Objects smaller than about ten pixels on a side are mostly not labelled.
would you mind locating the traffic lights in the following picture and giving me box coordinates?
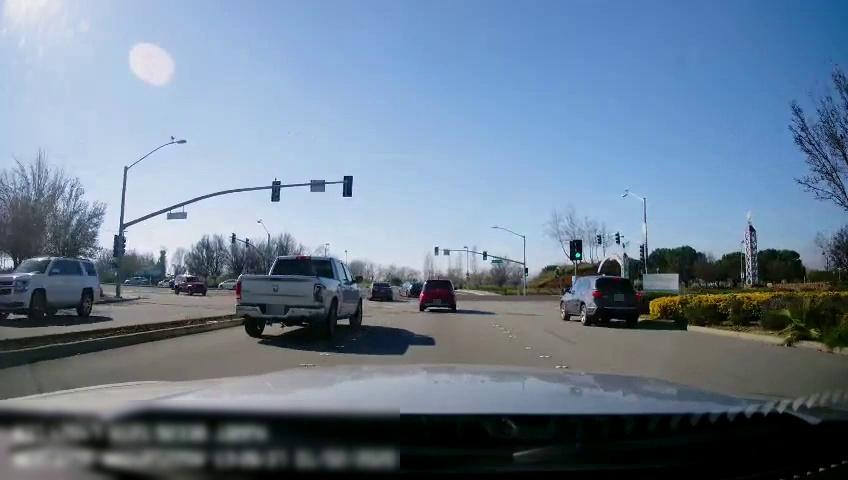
[342,175,353,198]
[245,237,250,248]
[231,232,237,244]
[118,235,127,256]
[572,240,583,261]
[434,246,439,257]
[615,231,621,246]
[113,235,122,257]
[639,243,648,263]
[271,180,282,202]
[569,240,576,261]
[596,233,602,245]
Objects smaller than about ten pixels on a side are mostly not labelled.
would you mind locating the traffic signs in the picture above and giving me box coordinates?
[166,211,188,220]
[310,179,326,193]
[491,259,503,264]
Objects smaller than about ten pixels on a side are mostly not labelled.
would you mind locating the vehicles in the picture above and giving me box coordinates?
[398,281,424,298]
[0,257,102,324]
[419,279,458,312]
[174,274,209,296]
[234,255,364,341]
[559,275,643,328]
[366,281,393,302]
[157,278,176,287]
[217,278,239,291]
[124,276,148,286]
